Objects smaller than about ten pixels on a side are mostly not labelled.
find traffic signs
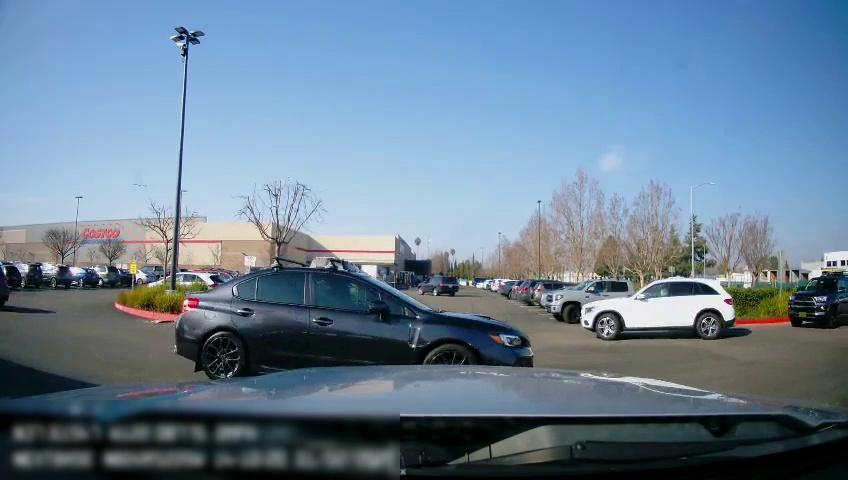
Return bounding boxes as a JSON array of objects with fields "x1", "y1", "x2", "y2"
[{"x1": 129, "y1": 260, "x2": 138, "y2": 274}]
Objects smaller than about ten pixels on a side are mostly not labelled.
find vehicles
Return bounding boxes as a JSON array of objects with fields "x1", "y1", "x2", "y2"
[
  {"x1": 41, "y1": 261, "x2": 72, "y2": 289},
  {"x1": 173, "y1": 255, "x2": 535, "y2": 381},
  {"x1": 118, "y1": 268, "x2": 136, "y2": 288},
  {"x1": 542, "y1": 279, "x2": 632, "y2": 327},
  {"x1": 133, "y1": 269, "x2": 149, "y2": 286},
  {"x1": 309, "y1": 253, "x2": 351, "y2": 268},
  {"x1": 487, "y1": 278, "x2": 509, "y2": 295},
  {"x1": 580, "y1": 276, "x2": 737, "y2": 341},
  {"x1": 515, "y1": 277, "x2": 561, "y2": 307},
  {"x1": 90, "y1": 264, "x2": 122, "y2": 288},
  {"x1": 500, "y1": 277, "x2": 524, "y2": 300},
  {"x1": 0, "y1": 261, "x2": 24, "y2": 291},
  {"x1": 145, "y1": 271, "x2": 232, "y2": 292},
  {"x1": 13, "y1": 261, "x2": 44, "y2": 292},
  {"x1": 418, "y1": 270, "x2": 459, "y2": 298},
  {"x1": 531, "y1": 282, "x2": 579, "y2": 310},
  {"x1": 787, "y1": 271, "x2": 848, "y2": 329},
  {"x1": 476, "y1": 277, "x2": 493, "y2": 289},
  {"x1": 509, "y1": 279, "x2": 525, "y2": 302},
  {"x1": 0, "y1": 256, "x2": 11, "y2": 308},
  {"x1": 70, "y1": 265, "x2": 99, "y2": 289}
]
